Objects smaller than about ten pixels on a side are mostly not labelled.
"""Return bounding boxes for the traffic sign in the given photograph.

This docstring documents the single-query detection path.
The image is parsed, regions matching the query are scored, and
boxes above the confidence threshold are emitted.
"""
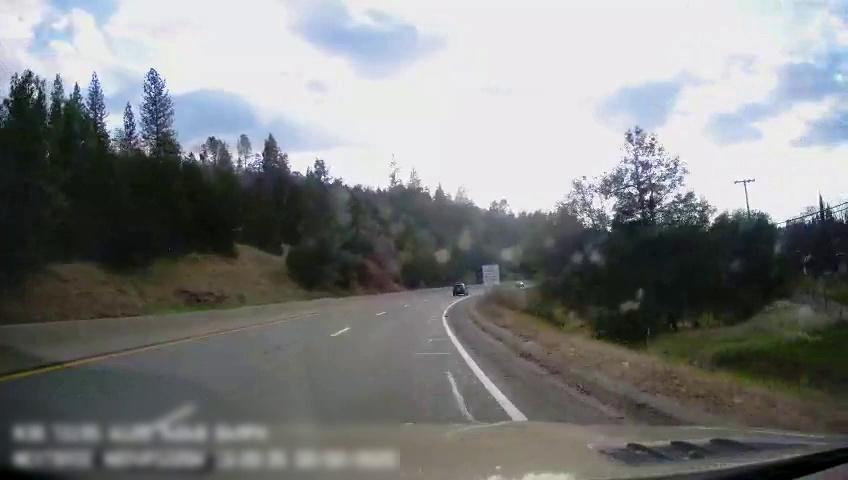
[482,264,500,285]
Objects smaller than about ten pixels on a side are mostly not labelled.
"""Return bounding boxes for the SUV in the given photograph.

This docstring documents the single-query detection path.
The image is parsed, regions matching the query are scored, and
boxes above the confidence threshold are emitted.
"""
[452,282,469,297]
